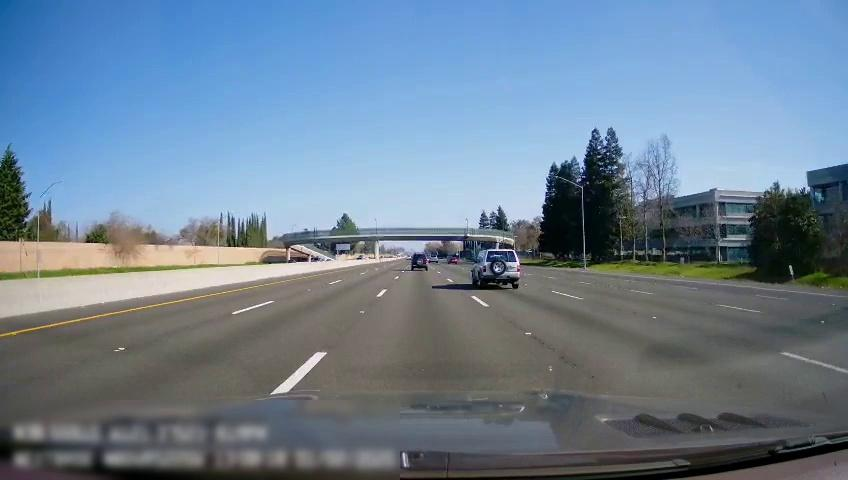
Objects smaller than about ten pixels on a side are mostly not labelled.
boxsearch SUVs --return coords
[411,253,429,271]
[471,249,521,289]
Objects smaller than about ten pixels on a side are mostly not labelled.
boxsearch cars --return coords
[447,256,458,264]
[428,254,439,263]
